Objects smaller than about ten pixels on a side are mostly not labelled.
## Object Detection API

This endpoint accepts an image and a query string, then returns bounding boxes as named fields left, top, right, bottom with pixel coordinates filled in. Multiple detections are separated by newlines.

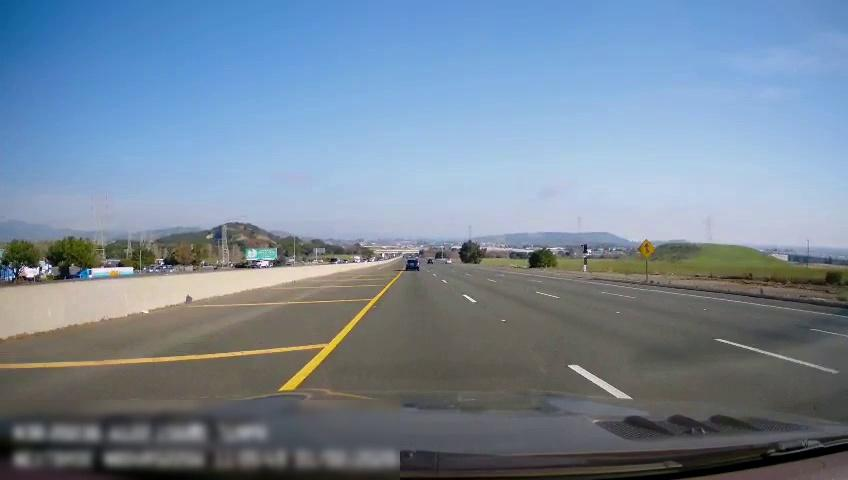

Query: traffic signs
left=640, top=238, right=655, bottom=259
left=245, top=247, right=278, bottom=260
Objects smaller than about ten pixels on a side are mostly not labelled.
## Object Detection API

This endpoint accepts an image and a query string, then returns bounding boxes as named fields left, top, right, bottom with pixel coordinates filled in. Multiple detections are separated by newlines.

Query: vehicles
left=251, top=259, right=270, bottom=269
left=404, top=259, right=420, bottom=272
